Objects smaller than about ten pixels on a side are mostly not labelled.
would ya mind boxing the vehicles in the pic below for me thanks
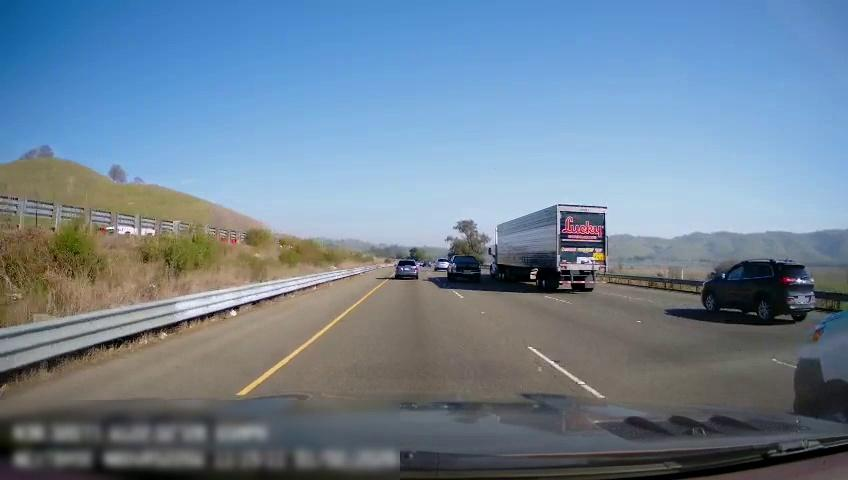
[791,308,848,423]
[700,257,817,323]
[446,254,482,282]
[488,202,609,293]
[394,259,419,280]
[433,257,450,272]
[223,237,238,245]
[105,223,157,238]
